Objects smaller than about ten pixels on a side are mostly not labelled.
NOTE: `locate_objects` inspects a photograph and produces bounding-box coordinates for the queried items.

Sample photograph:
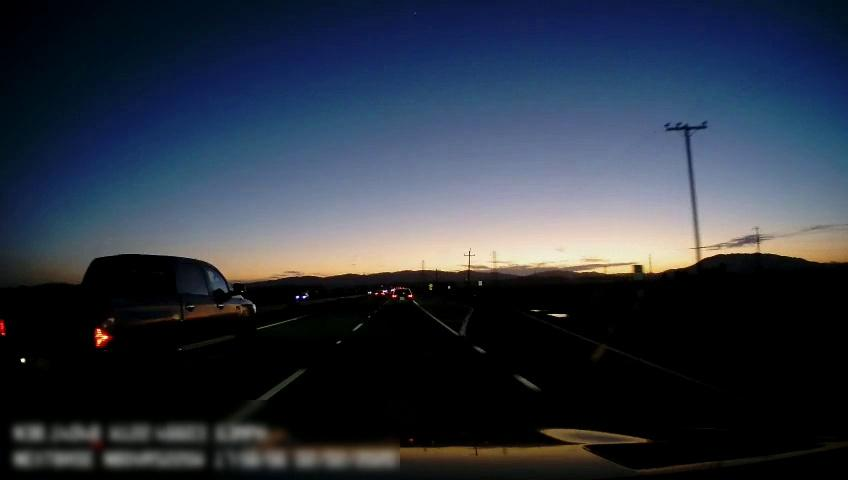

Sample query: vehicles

[391,287,413,305]
[294,291,311,301]
[0,253,259,400]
